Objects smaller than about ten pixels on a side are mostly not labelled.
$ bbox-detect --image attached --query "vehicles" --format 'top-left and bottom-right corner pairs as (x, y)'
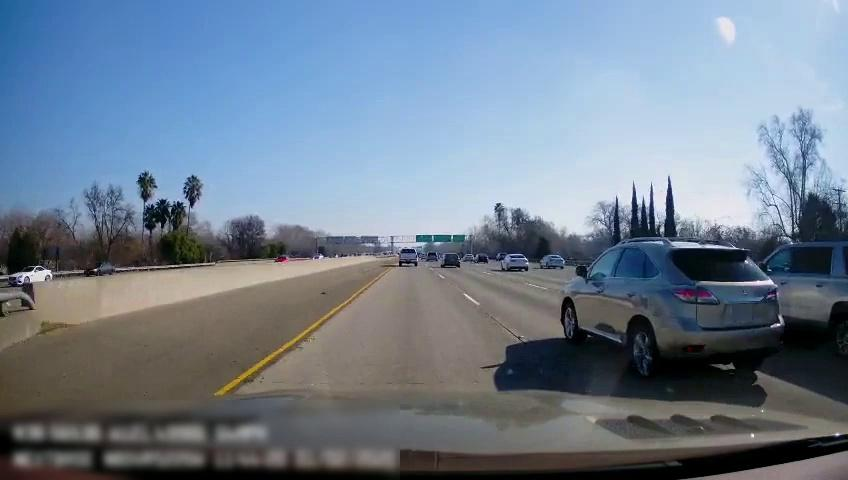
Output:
(495, 251), (508, 262)
(462, 253), (474, 262)
(83, 262), (116, 277)
(501, 253), (529, 272)
(312, 253), (325, 261)
(427, 251), (438, 261)
(559, 236), (788, 382)
(474, 253), (489, 264)
(7, 264), (53, 287)
(538, 254), (566, 269)
(397, 247), (419, 267)
(441, 252), (461, 268)
(754, 241), (848, 359)
(273, 254), (289, 264)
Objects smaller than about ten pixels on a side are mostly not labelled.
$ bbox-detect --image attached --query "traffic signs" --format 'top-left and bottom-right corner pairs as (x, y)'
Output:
(415, 234), (433, 243)
(344, 235), (358, 244)
(359, 235), (379, 244)
(327, 236), (344, 244)
(452, 234), (466, 243)
(40, 247), (61, 260)
(433, 234), (452, 243)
